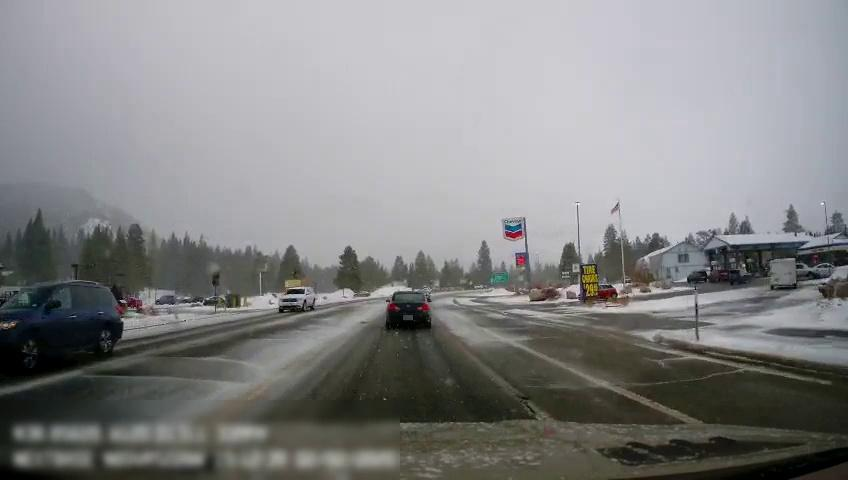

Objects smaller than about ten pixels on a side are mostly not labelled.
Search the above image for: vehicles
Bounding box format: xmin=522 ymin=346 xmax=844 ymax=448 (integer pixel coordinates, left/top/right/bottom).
xmin=126 ymin=297 xmax=142 ymax=309
xmin=351 ymin=291 xmax=370 ymax=297
xmin=710 ymin=269 xmax=730 ymax=282
xmin=814 ymin=263 xmax=838 ymax=276
xmin=0 ymin=280 xmax=125 ymax=376
xmin=155 ymin=295 xmax=177 ymax=306
xmin=687 ymin=271 xmax=707 ymax=283
xmin=203 ymin=296 xmax=229 ymax=306
xmin=770 ymin=258 xmax=797 ymax=289
xmin=385 ymin=291 xmax=432 ymax=330
xmin=278 ymin=287 xmax=316 ymax=313
xmin=796 ymin=263 xmax=822 ymax=281
xmin=729 ymin=269 xmax=752 ymax=285
xmin=578 ymin=284 xmax=618 ymax=301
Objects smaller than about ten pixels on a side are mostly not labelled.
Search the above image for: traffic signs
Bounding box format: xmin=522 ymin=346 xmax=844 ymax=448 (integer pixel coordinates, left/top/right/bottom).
xmin=493 ymin=272 xmax=509 ymax=283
